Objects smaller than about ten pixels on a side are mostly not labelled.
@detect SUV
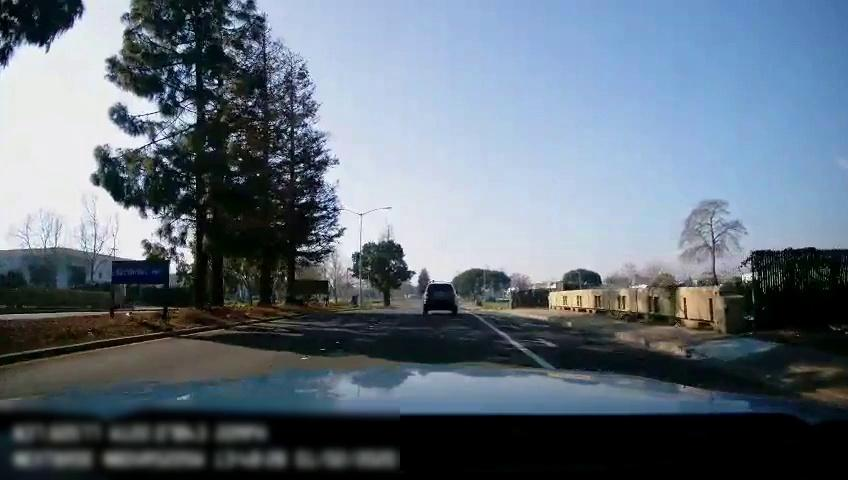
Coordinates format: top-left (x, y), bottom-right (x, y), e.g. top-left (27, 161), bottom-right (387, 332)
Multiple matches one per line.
top-left (423, 283), bottom-right (458, 315)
